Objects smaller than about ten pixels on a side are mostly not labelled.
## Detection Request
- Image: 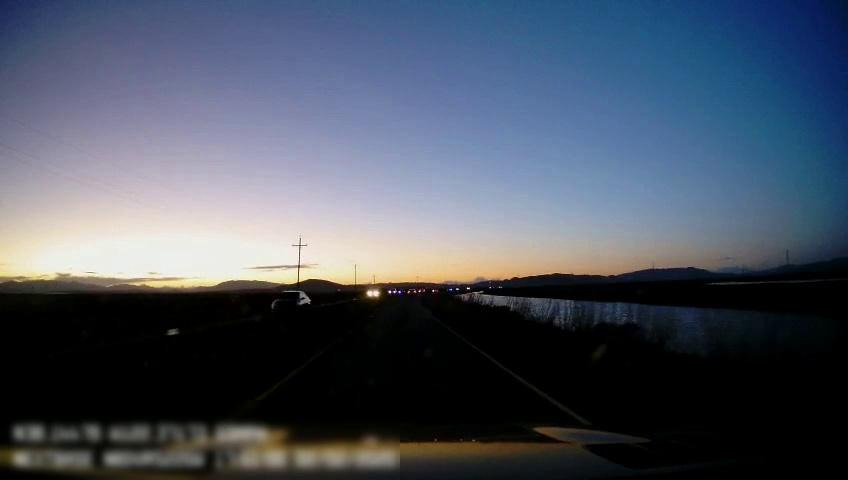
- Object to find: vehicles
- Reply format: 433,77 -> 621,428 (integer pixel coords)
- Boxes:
271,290 -> 311,311
366,289 -> 381,299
